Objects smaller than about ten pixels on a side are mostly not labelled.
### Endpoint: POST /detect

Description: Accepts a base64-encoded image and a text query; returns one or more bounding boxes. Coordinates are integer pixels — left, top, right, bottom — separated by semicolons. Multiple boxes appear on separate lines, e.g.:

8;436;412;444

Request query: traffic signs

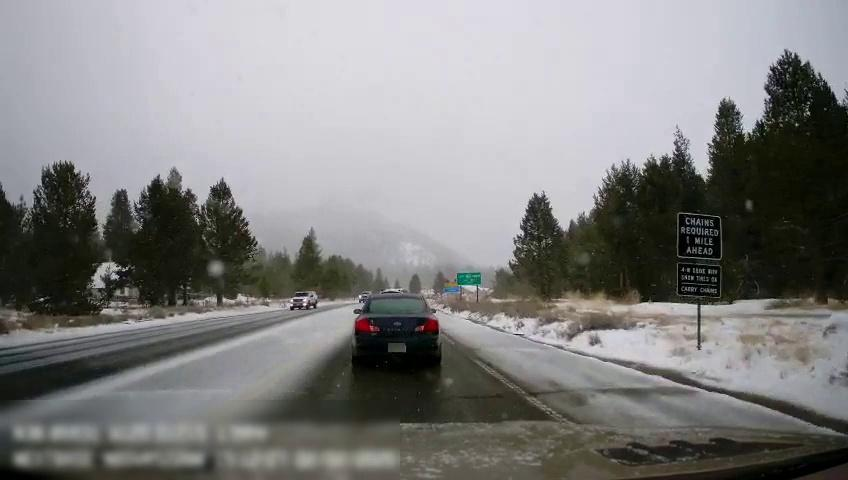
676;212;723;262
677;263;722;299
457;272;482;286
444;283;461;294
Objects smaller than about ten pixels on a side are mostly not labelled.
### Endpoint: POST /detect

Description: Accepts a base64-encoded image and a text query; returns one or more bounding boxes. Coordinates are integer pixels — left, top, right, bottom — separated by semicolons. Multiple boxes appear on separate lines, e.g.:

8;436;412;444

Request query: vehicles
379;289;404;296
358;291;371;303
289;291;318;310
352;295;441;372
